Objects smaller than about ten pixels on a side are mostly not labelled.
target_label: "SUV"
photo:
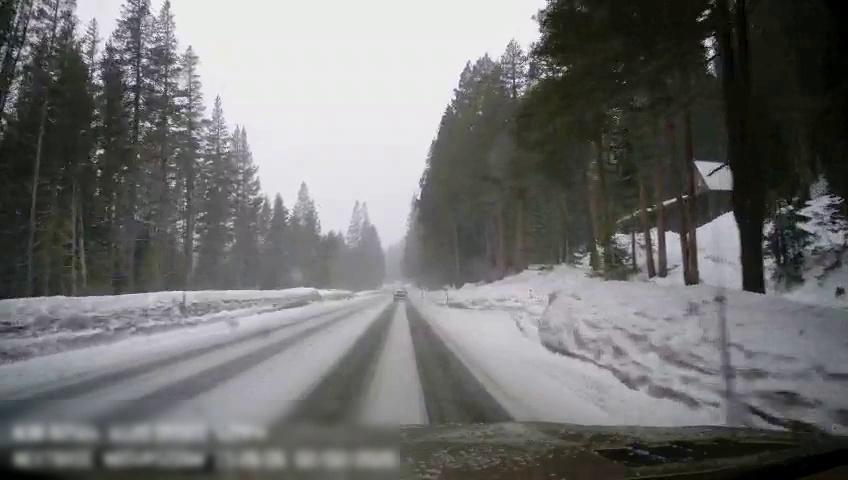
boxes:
[393,289,407,301]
